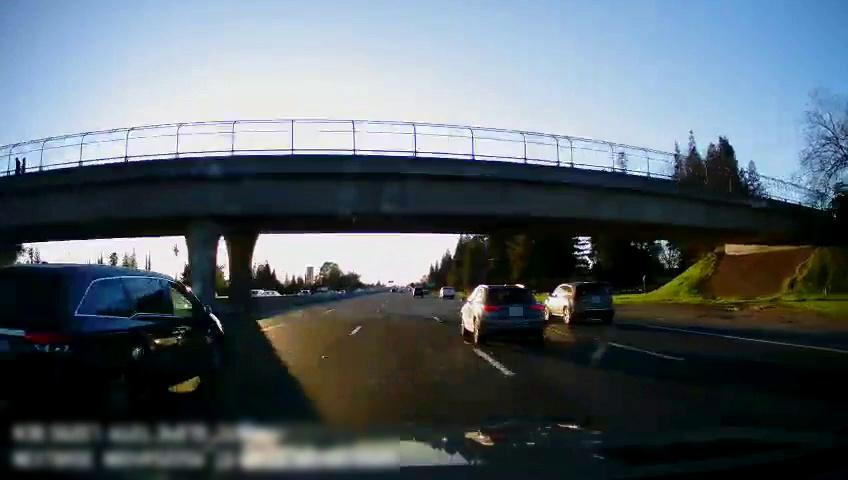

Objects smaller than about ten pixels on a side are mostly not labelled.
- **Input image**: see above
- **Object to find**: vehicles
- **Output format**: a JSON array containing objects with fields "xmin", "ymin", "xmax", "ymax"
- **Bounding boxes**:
[
  {"xmin": 458, "ymin": 283, "xmax": 547, "ymax": 346},
  {"xmin": 439, "ymin": 286, "xmax": 456, "ymax": 300},
  {"xmin": 412, "ymin": 288, "xmax": 424, "ymax": 299},
  {"xmin": 258, "ymin": 290, "xmax": 284, "ymax": 297},
  {"xmin": 250, "ymin": 289, "xmax": 267, "ymax": 298},
  {"xmin": 0, "ymin": 262, "xmax": 230, "ymax": 422},
  {"xmin": 297, "ymin": 289, "xmax": 312, "ymax": 297},
  {"xmin": 541, "ymin": 280, "xmax": 616, "ymax": 325}
]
